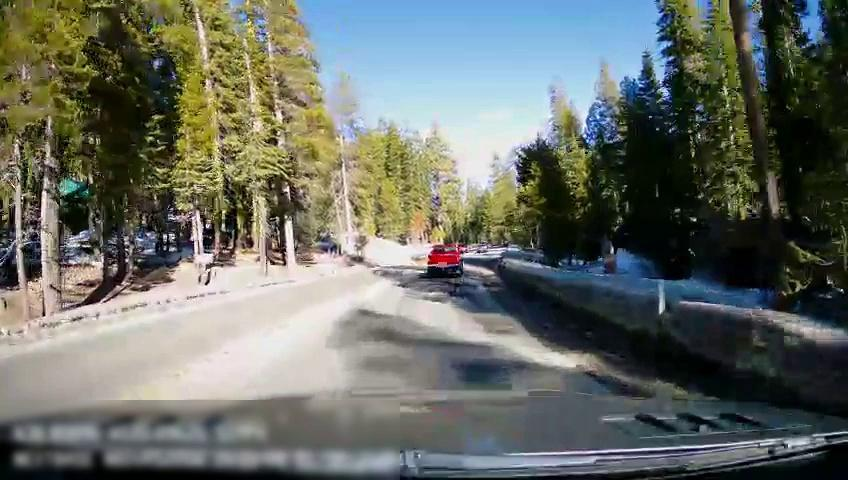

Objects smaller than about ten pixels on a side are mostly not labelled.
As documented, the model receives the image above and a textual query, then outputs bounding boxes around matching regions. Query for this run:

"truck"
[426,243,464,276]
